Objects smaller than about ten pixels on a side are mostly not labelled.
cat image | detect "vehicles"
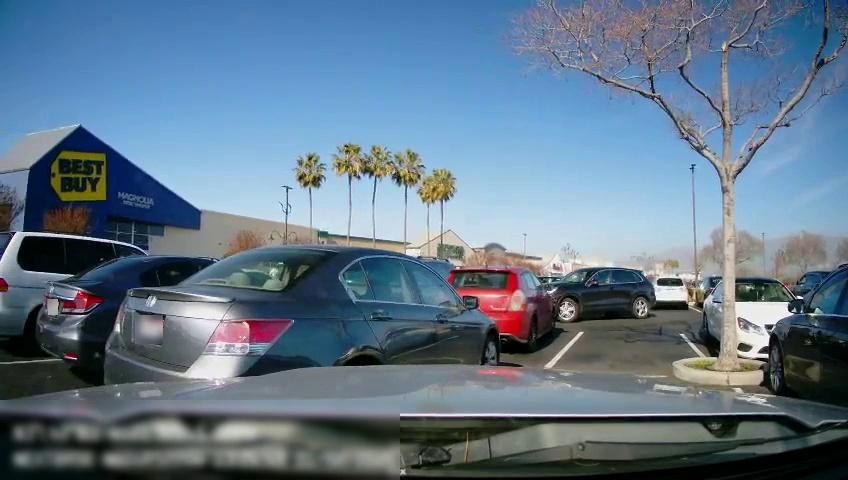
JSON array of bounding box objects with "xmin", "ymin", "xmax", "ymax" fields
[
  {"xmin": 101, "ymin": 245, "xmax": 502, "ymax": 386},
  {"xmin": 440, "ymin": 267, "xmax": 559, "ymax": 355},
  {"xmin": 701, "ymin": 275, "xmax": 826, "ymax": 359},
  {"xmin": 534, "ymin": 267, "xmax": 658, "ymax": 324},
  {"xmin": 652, "ymin": 274, "xmax": 689, "ymax": 310},
  {"xmin": 533, "ymin": 275, "xmax": 567, "ymax": 291},
  {"xmin": 36, "ymin": 254, "xmax": 233, "ymax": 374},
  {"xmin": 396, "ymin": 255, "xmax": 463, "ymax": 288},
  {"xmin": 0, "ymin": 230, "xmax": 157, "ymax": 359},
  {"xmin": 784, "ymin": 271, "xmax": 847, "ymax": 301},
  {"xmin": 694, "ymin": 273, "xmax": 723, "ymax": 307},
  {"xmin": 766, "ymin": 263, "xmax": 848, "ymax": 400}
]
